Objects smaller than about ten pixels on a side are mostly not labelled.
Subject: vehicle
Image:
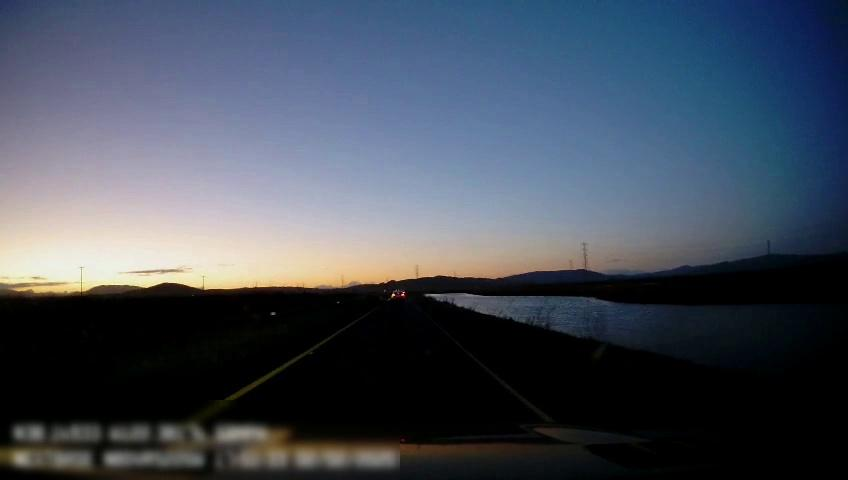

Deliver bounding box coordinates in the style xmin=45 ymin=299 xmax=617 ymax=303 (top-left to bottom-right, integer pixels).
xmin=391 ymin=290 xmax=406 ymax=301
